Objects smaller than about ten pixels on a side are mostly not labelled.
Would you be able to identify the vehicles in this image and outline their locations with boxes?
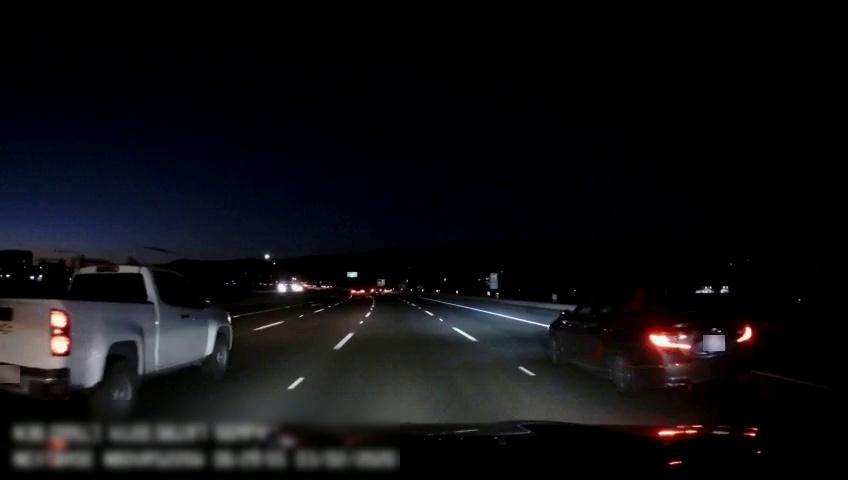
[0,262,234,429]
[350,285,369,300]
[542,290,758,399]
[369,286,382,297]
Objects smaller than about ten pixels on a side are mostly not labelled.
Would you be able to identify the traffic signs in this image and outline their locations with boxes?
[490,273,498,290]
[347,271,358,278]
